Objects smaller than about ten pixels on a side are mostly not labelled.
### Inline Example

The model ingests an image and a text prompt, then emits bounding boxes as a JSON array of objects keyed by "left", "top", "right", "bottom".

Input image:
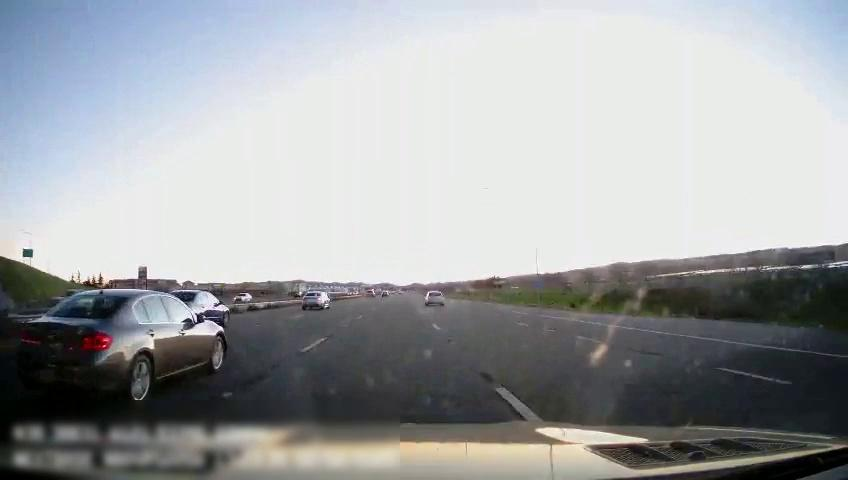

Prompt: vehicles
[
  {"left": 48, "top": 288, "right": 88, "bottom": 309},
  {"left": 424, "top": 290, "right": 445, "bottom": 307},
  {"left": 0, "top": 288, "right": 14, "bottom": 318},
  {"left": 14, "top": 288, "right": 229, "bottom": 417},
  {"left": 294, "top": 291, "right": 303, "bottom": 298},
  {"left": 167, "top": 290, "right": 231, "bottom": 329},
  {"left": 366, "top": 289, "right": 375, "bottom": 298},
  {"left": 302, "top": 291, "right": 331, "bottom": 311},
  {"left": 233, "top": 292, "right": 252, "bottom": 304}
]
